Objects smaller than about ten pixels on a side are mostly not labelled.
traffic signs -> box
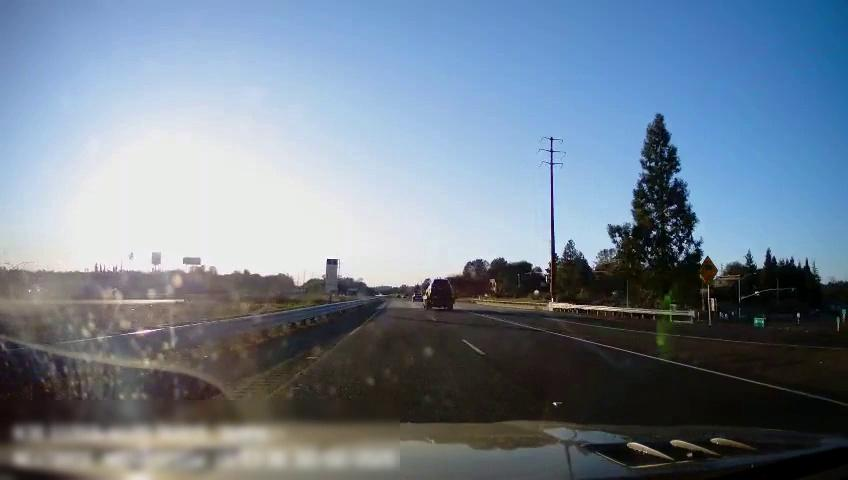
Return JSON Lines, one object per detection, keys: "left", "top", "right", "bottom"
{"left": 326, "top": 258, "right": 338, "bottom": 293}
{"left": 699, "top": 256, "right": 718, "bottom": 285}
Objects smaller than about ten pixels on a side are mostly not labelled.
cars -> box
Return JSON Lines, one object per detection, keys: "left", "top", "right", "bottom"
{"left": 412, "top": 293, "right": 423, "bottom": 302}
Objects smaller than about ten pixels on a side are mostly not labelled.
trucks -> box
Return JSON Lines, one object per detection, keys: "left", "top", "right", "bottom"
{"left": 422, "top": 279, "right": 455, "bottom": 310}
